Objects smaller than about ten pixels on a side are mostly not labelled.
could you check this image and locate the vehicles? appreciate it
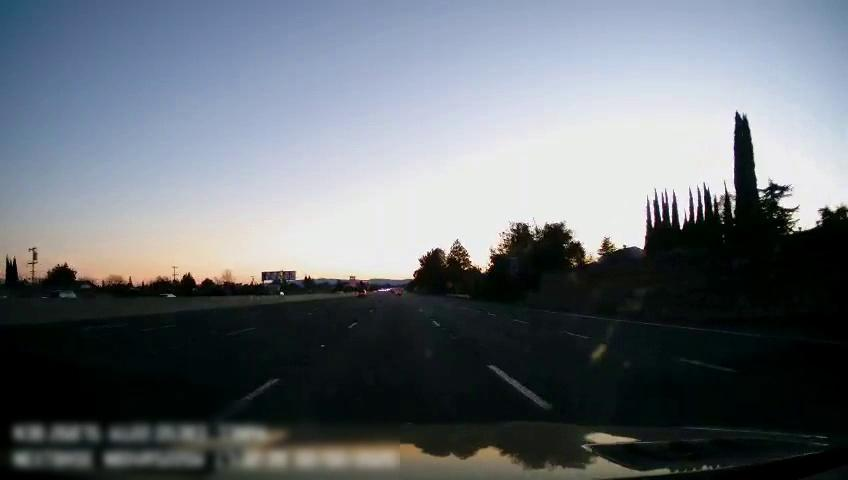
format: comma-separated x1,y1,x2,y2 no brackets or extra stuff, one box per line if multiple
156,294,176,299
41,290,77,301
357,289,368,298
